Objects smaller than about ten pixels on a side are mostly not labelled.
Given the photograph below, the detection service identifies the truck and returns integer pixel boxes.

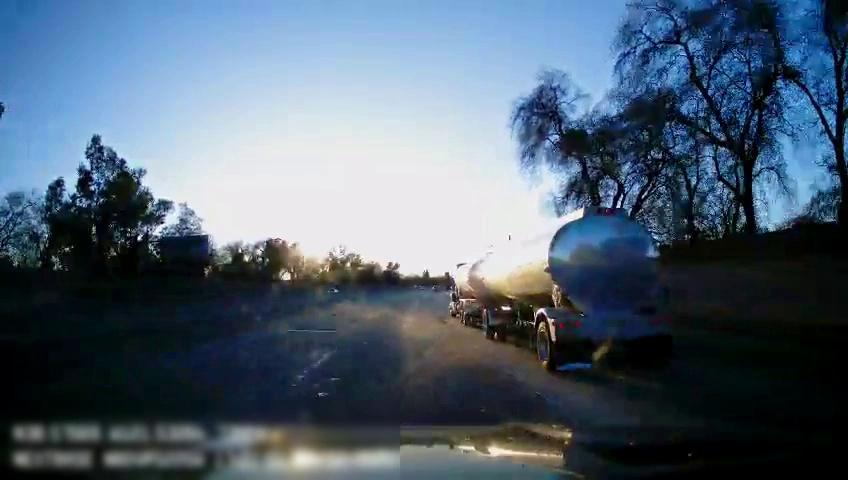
[448,206,674,376]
